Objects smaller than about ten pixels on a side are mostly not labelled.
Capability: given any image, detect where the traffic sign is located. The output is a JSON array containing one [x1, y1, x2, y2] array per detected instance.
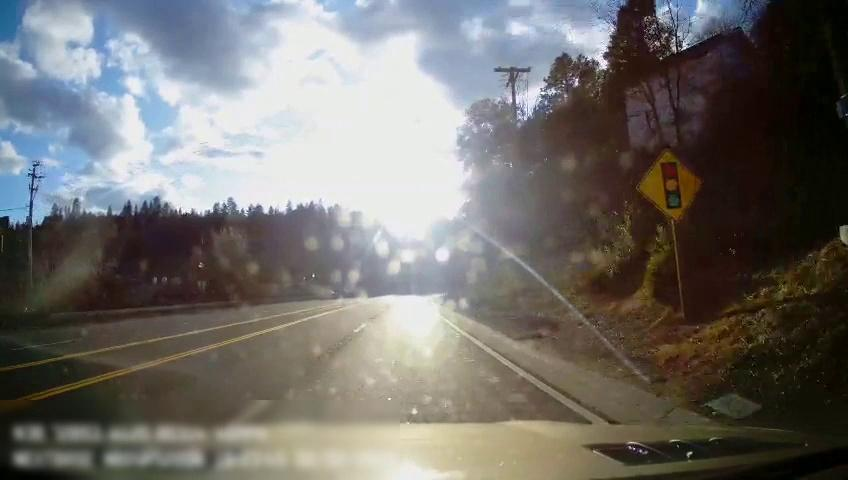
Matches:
[[634, 148, 708, 226]]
